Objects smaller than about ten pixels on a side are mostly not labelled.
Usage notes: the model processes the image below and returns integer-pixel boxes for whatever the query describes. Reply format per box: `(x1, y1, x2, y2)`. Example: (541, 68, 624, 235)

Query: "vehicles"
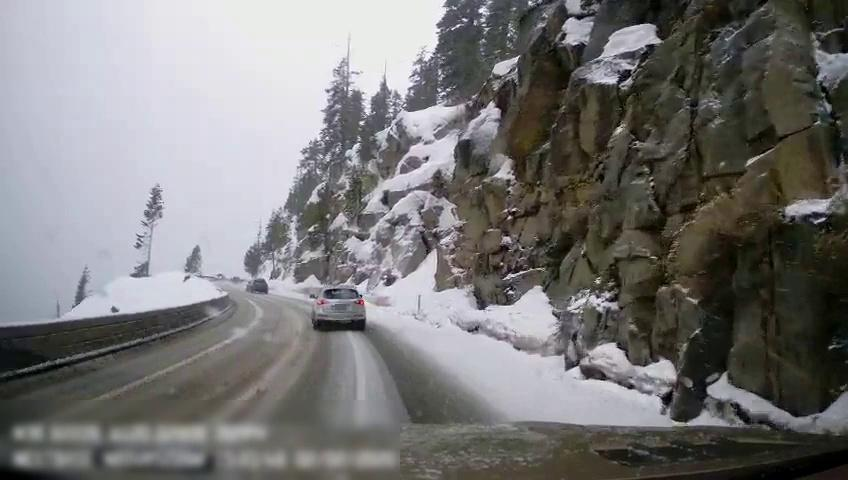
(308, 284, 366, 331)
(213, 273, 224, 281)
(246, 277, 269, 294)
